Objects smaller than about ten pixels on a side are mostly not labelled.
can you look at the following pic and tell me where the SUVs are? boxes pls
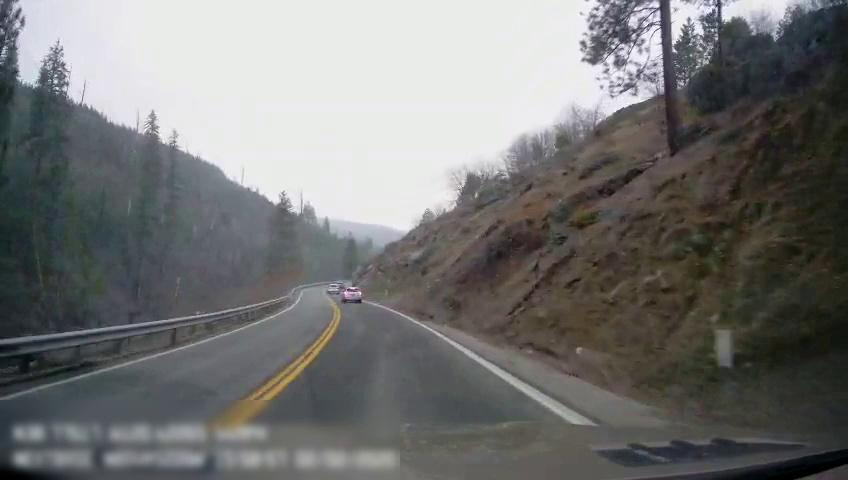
[327,284,340,294]
[341,287,362,303]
